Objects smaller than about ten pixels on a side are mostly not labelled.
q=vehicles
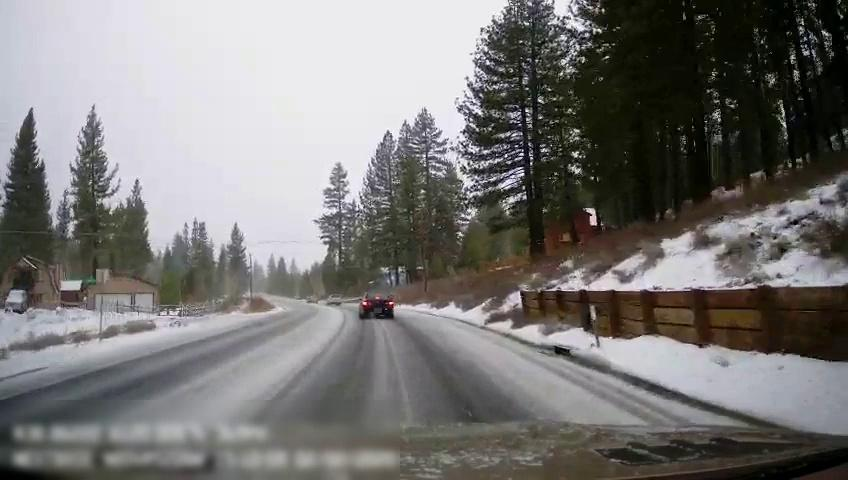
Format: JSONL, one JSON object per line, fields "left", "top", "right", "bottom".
{"left": 358, "top": 292, "right": 393, "bottom": 318}
{"left": 4, "top": 290, "right": 28, "bottom": 314}
{"left": 307, "top": 296, "right": 318, "bottom": 303}
{"left": 327, "top": 295, "right": 341, "bottom": 305}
